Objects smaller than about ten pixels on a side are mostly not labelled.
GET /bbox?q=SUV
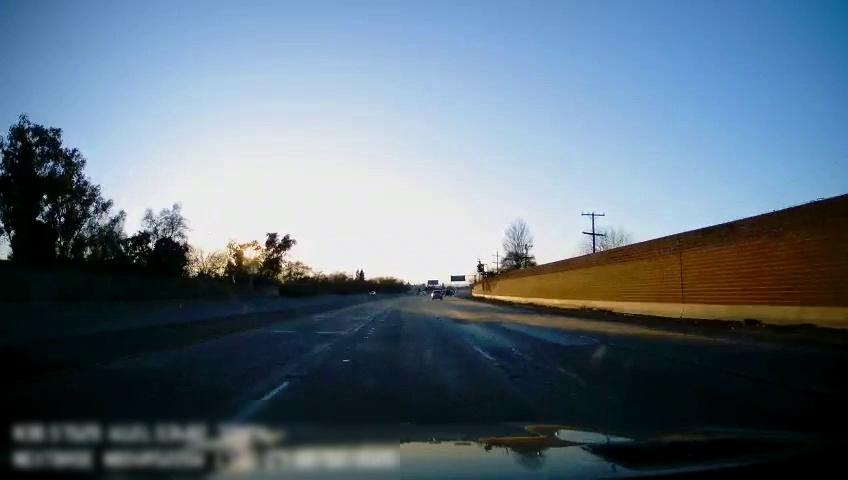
[431,289,443,300]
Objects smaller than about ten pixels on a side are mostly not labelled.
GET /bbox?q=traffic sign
[450,275,465,281]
